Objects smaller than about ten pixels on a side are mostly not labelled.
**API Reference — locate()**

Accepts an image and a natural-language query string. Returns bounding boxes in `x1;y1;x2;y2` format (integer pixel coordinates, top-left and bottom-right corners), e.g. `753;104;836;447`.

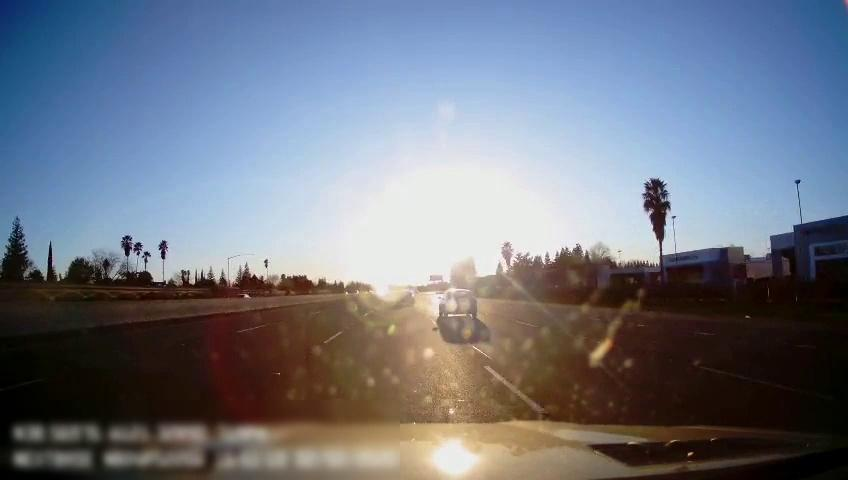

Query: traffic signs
429;275;443;281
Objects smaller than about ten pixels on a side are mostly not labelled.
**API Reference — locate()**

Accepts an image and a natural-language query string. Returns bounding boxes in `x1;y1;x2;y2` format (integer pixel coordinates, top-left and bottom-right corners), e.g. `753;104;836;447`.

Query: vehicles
234;293;251;299
395;289;416;305
436;288;478;319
